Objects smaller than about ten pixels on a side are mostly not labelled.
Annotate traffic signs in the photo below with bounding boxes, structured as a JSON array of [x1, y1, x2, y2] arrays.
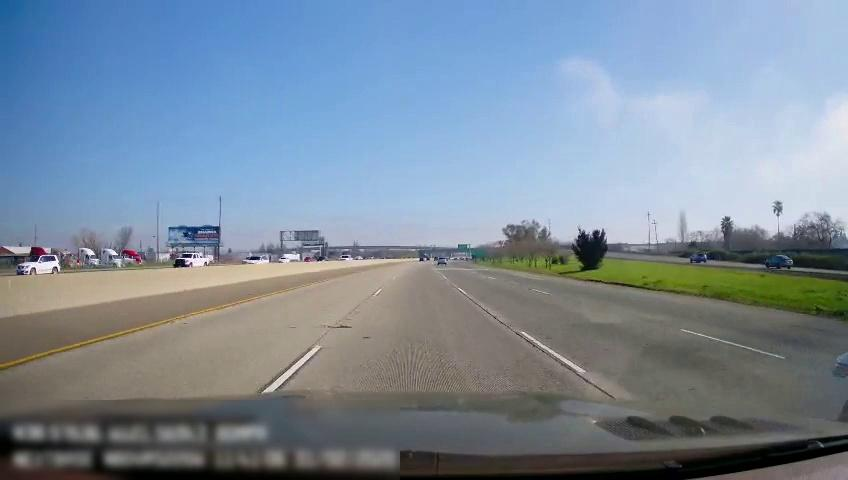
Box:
[[293, 230, 321, 241], [457, 244, 468, 251], [471, 249, 488, 257]]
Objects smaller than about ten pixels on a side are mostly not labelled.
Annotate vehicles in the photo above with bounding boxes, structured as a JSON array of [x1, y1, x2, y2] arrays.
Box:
[[172, 253, 209, 268], [316, 256, 329, 262], [764, 254, 793, 269], [338, 254, 354, 262], [690, 253, 707, 263], [15, 253, 60, 276], [277, 256, 292, 264], [241, 255, 270, 265]]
